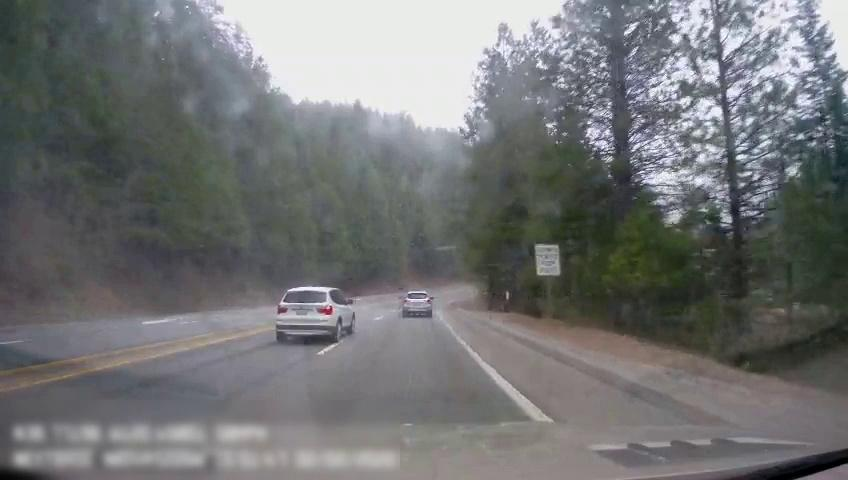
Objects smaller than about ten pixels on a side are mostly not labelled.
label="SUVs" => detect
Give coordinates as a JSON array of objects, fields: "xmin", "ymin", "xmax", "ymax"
[
  {"xmin": 275, "ymin": 286, "xmax": 357, "ymax": 344},
  {"xmin": 402, "ymin": 291, "xmax": 434, "ymax": 317}
]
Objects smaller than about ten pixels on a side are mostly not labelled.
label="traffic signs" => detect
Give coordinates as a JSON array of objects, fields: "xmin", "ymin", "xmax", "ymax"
[{"xmin": 535, "ymin": 244, "xmax": 561, "ymax": 276}]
